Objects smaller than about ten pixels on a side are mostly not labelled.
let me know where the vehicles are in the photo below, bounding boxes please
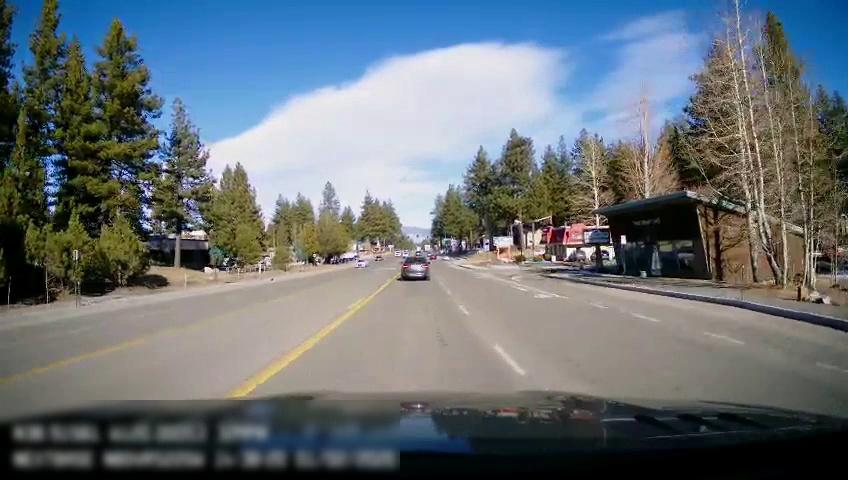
[401,256,431,281]
[590,250,610,262]
[569,250,586,263]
